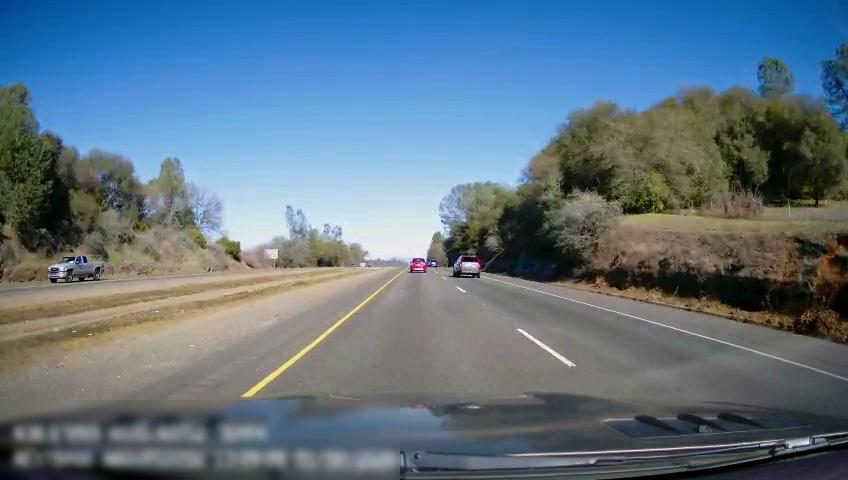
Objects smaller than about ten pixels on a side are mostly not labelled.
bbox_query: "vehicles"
[46,255,105,284]
[452,255,482,279]
[409,257,428,273]
[428,259,438,268]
